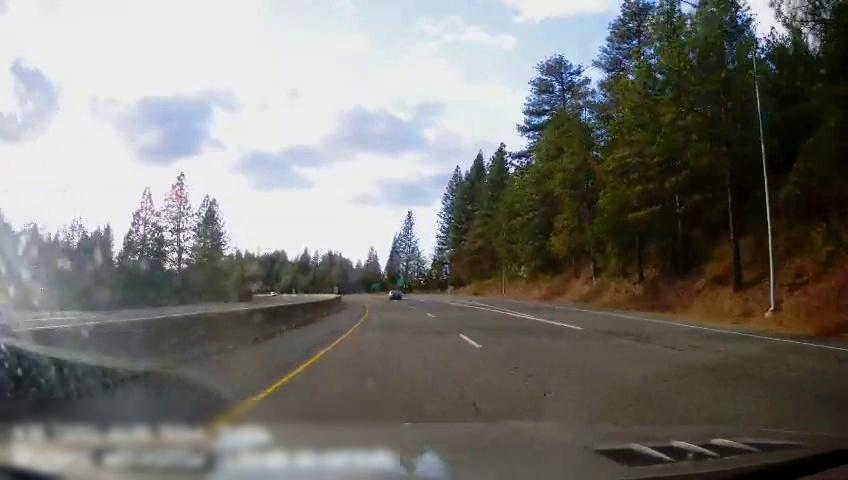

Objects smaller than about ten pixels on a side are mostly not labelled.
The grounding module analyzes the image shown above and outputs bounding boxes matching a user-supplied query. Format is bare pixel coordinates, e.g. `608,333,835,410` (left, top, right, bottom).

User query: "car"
388,290,402,301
